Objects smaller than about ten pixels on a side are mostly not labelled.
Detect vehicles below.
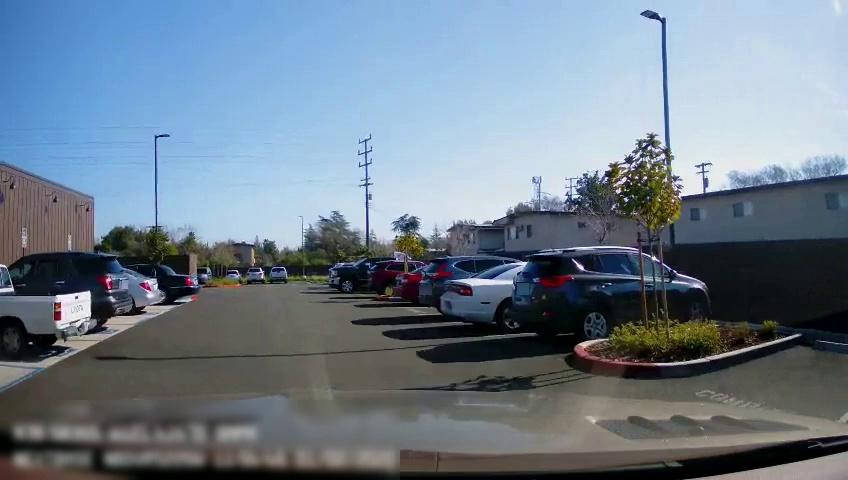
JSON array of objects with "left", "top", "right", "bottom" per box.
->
[
  {"left": 120, "top": 265, "right": 166, "bottom": 316},
  {"left": 439, "top": 260, "right": 528, "bottom": 333},
  {"left": 119, "top": 264, "right": 201, "bottom": 305},
  {"left": 226, "top": 269, "right": 241, "bottom": 280},
  {"left": 335, "top": 262, "right": 357, "bottom": 267},
  {"left": 330, "top": 256, "right": 398, "bottom": 294},
  {"left": 370, "top": 260, "right": 428, "bottom": 295},
  {"left": 395, "top": 262, "right": 433, "bottom": 304},
  {"left": 0, "top": 264, "right": 98, "bottom": 358},
  {"left": 512, "top": 245, "right": 713, "bottom": 343},
  {"left": 8, "top": 251, "right": 134, "bottom": 326},
  {"left": 197, "top": 267, "right": 213, "bottom": 284},
  {"left": 269, "top": 267, "right": 288, "bottom": 284},
  {"left": 423, "top": 255, "right": 523, "bottom": 304},
  {"left": 246, "top": 267, "right": 265, "bottom": 284}
]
